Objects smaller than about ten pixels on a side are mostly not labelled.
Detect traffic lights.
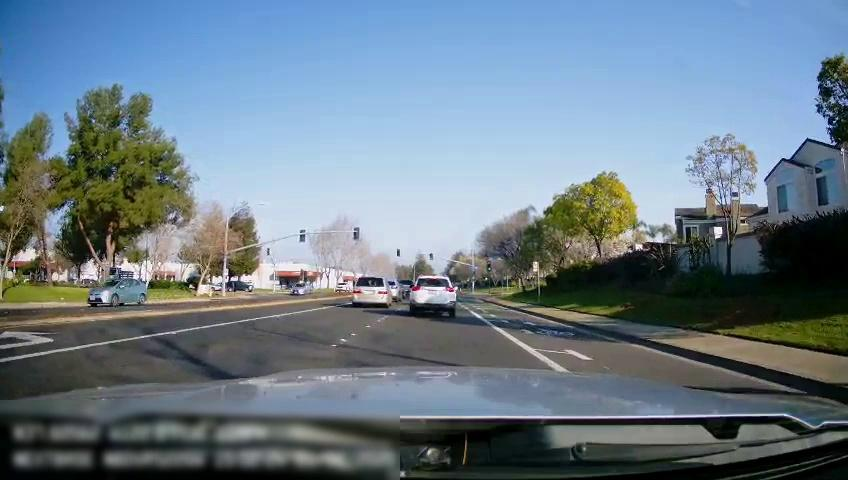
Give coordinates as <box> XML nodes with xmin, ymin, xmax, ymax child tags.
<box><xmin>353</xmin><ymin>226</ymin><xmax>360</xmax><ymax>240</ymax></box>
<box><xmin>299</xmin><ymin>229</ymin><xmax>306</xmax><ymax>243</ymax></box>
<box><xmin>486</xmin><ymin>260</ymin><xmax>493</xmax><ymax>273</ymax></box>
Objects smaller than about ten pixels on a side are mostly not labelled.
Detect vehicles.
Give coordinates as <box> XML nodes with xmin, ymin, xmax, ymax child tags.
<box><xmin>225</xmin><ymin>280</ymin><xmax>254</xmax><ymax>293</ymax></box>
<box><xmin>87</xmin><ymin>276</ymin><xmax>148</xmax><ymax>308</ymax></box>
<box><xmin>288</xmin><ymin>282</ymin><xmax>314</xmax><ymax>296</ymax></box>
<box><xmin>396</xmin><ymin>279</ymin><xmax>415</xmax><ymax>297</ymax></box>
<box><xmin>385</xmin><ymin>280</ymin><xmax>403</xmax><ymax>303</ymax></box>
<box><xmin>351</xmin><ymin>276</ymin><xmax>393</xmax><ymax>309</ymax></box>
<box><xmin>335</xmin><ymin>282</ymin><xmax>351</xmax><ymax>293</ymax></box>
<box><xmin>409</xmin><ymin>274</ymin><xmax>457</xmax><ymax>318</ymax></box>
<box><xmin>207</xmin><ymin>282</ymin><xmax>223</xmax><ymax>292</ymax></box>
